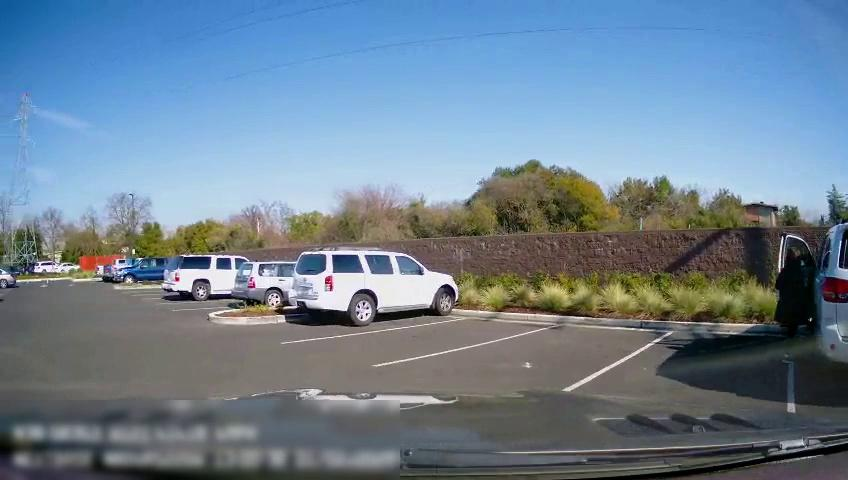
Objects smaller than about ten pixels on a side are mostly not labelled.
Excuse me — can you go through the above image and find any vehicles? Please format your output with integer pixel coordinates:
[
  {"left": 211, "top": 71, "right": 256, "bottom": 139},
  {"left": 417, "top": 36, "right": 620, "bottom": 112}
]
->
[
  {"left": 232, "top": 261, "right": 297, "bottom": 312},
  {"left": 105, "top": 258, "right": 144, "bottom": 283},
  {"left": 52, "top": 263, "right": 81, "bottom": 273},
  {"left": 774, "top": 223, "right": 848, "bottom": 393},
  {"left": 33, "top": 261, "right": 60, "bottom": 275},
  {"left": 162, "top": 255, "right": 252, "bottom": 302},
  {"left": 116, "top": 257, "right": 171, "bottom": 286},
  {"left": 290, "top": 251, "right": 459, "bottom": 327},
  {"left": 96, "top": 258, "right": 133, "bottom": 282},
  {"left": 0, "top": 266, "right": 25, "bottom": 277},
  {"left": 0, "top": 268, "right": 16, "bottom": 289}
]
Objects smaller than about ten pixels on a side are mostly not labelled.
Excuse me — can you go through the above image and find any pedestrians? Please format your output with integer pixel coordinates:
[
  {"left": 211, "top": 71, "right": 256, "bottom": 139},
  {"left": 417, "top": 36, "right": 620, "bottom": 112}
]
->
[{"left": 774, "top": 245, "right": 809, "bottom": 363}]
